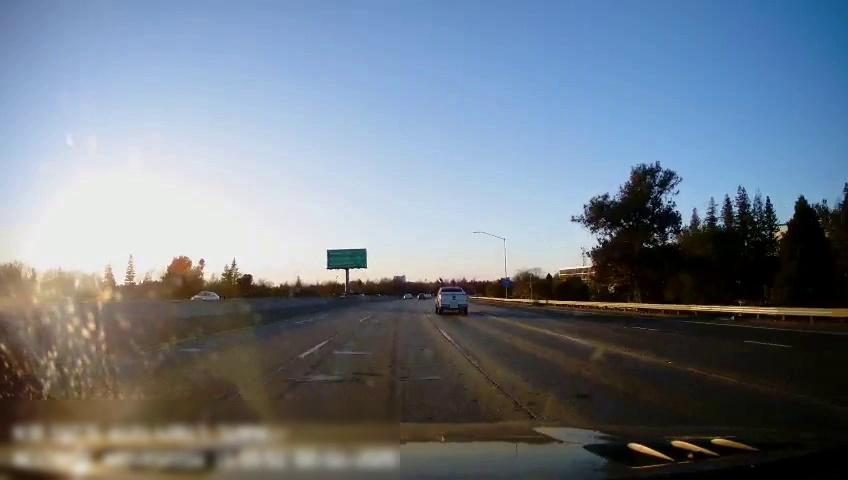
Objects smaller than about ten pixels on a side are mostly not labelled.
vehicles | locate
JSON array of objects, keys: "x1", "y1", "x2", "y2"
[
  {"x1": 416, "y1": 293, "x2": 428, "y2": 302},
  {"x1": 403, "y1": 292, "x2": 413, "y2": 300},
  {"x1": 434, "y1": 287, "x2": 471, "y2": 316},
  {"x1": 190, "y1": 291, "x2": 220, "y2": 301}
]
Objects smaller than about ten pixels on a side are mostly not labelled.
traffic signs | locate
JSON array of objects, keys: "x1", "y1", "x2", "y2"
[{"x1": 326, "y1": 249, "x2": 367, "y2": 269}]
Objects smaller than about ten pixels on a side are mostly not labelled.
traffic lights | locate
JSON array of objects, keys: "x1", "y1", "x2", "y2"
[{"x1": 199, "y1": 259, "x2": 204, "y2": 270}]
